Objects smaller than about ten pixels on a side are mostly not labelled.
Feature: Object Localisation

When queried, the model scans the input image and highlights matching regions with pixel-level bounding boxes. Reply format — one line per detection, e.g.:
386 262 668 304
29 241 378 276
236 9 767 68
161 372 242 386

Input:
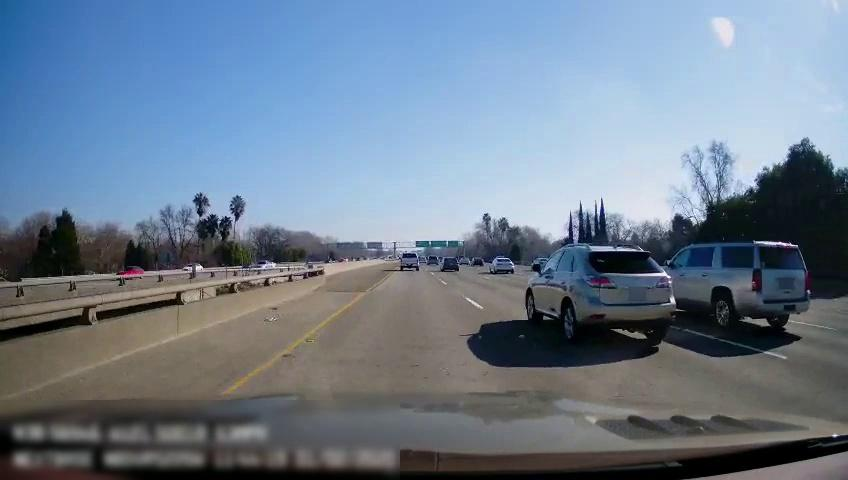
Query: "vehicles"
440 256 460 272
182 263 204 273
471 258 485 267
489 257 515 275
398 252 420 271
249 259 272 273
524 242 678 345
458 256 470 266
653 240 811 334
531 257 549 271
116 265 145 280
427 256 438 266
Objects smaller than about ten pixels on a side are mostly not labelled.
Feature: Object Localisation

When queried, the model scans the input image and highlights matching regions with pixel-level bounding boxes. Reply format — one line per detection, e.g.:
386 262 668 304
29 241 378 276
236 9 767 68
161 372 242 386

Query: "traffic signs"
336 241 352 249
447 240 459 248
353 241 364 249
415 240 429 248
367 242 382 249
430 240 447 248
